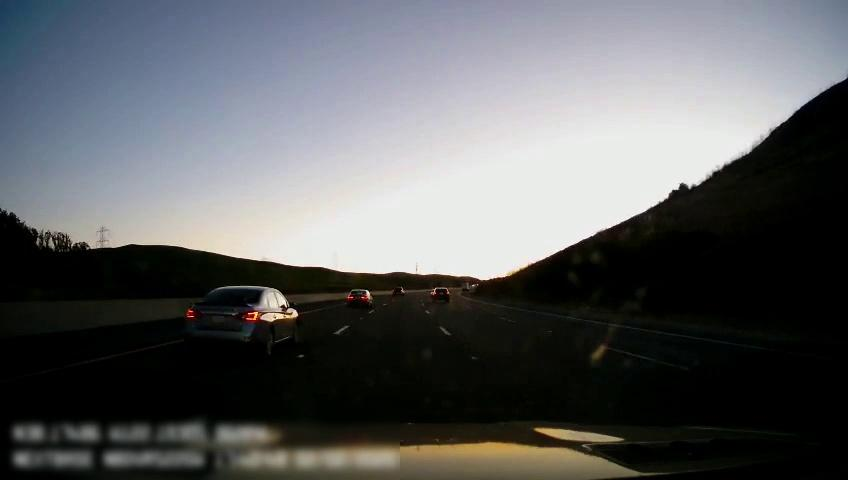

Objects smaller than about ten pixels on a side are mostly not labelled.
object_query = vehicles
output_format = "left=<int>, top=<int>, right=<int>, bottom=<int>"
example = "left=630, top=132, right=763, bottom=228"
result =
left=184, top=285, right=300, bottom=358
left=432, top=287, right=450, bottom=302
left=347, top=289, right=373, bottom=308
left=392, top=287, right=405, bottom=296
